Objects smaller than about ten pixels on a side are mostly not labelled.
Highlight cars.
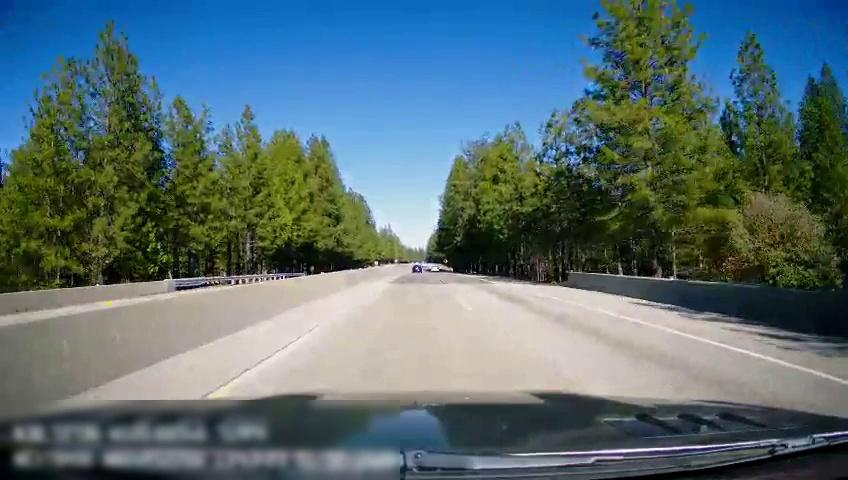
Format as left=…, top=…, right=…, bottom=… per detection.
left=429, top=264, right=440, bottom=273
left=411, top=264, right=424, bottom=274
